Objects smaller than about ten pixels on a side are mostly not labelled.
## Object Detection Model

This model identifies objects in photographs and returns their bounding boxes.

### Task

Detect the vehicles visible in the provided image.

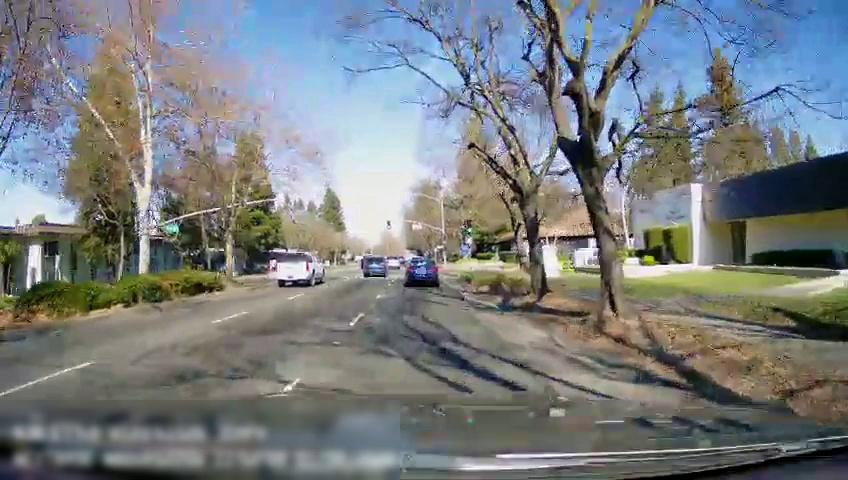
[403,258,439,288]
[360,255,387,278]
[269,248,326,289]
[384,255,401,269]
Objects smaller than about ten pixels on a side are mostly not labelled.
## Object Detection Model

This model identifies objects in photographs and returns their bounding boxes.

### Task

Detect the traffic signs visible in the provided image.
[163,224,179,234]
[409,223,425,233]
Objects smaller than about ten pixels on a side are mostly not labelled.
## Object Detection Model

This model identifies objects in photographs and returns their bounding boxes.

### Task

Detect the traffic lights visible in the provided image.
[384,220,393,233]
[464,219,473,235]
